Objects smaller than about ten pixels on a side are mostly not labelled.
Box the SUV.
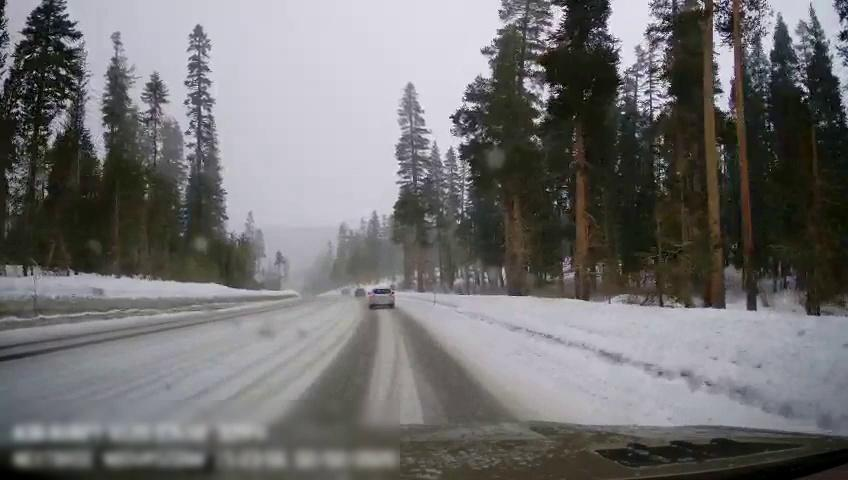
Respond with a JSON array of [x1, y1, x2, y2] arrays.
[[367, 287, 396, 310]]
